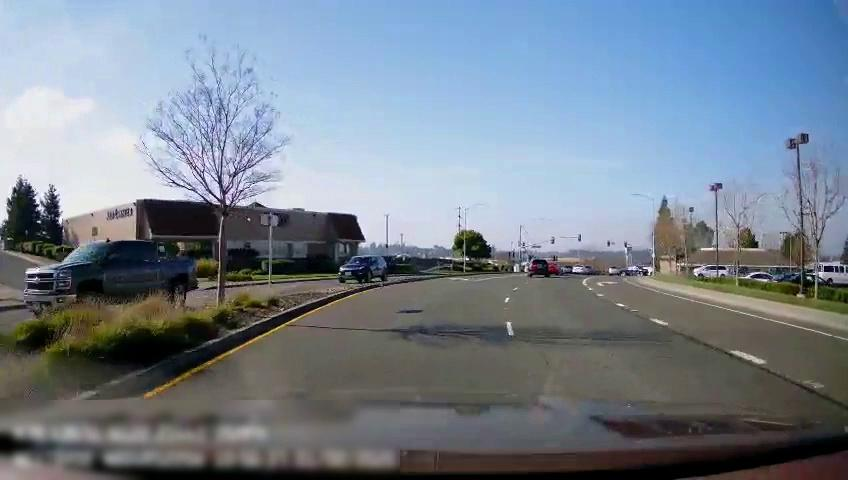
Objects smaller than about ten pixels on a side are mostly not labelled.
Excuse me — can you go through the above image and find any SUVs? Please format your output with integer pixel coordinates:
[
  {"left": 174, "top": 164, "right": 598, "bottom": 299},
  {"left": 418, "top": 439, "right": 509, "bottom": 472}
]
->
[
  {"left": 527, "top": 258, "right": 551, "bottom": 278},
  {"left": 337, "top": 254, "right": 388, "bottom": 284},
  {"left": 609, "top": 266, "right": 622, "bottom": 276}
]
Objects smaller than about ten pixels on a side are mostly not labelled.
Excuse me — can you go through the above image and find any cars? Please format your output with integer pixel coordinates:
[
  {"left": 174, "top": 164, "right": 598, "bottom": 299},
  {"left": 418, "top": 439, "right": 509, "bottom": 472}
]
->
[
  {"left": 571, "top": 262, "right": 593, "bottom": 275},
  {"left": 548, "top": 263, "right": 561, "bottom": 276}
]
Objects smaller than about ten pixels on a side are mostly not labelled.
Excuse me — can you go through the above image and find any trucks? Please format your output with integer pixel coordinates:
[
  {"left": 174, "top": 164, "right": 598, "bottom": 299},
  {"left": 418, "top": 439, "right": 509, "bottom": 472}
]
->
[
  {"left": 615, "top": 264, "right": 649, "bottom": 278},
  {"left": 23, "top": 240, "right": 199, "bottom": 314}
]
